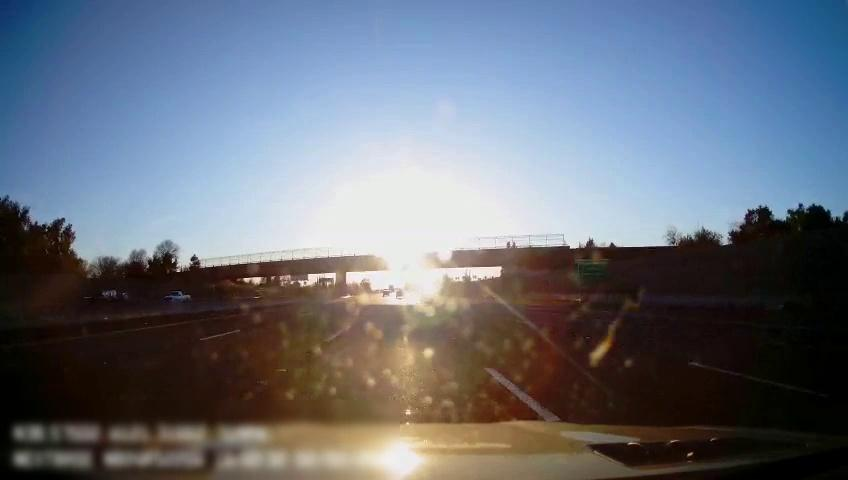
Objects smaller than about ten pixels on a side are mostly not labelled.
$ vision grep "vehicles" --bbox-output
[163,290,192,304]
[382,290,390,297]
[395,290,404,299]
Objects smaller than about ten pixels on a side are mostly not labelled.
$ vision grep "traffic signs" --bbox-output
[575,261,609,280]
